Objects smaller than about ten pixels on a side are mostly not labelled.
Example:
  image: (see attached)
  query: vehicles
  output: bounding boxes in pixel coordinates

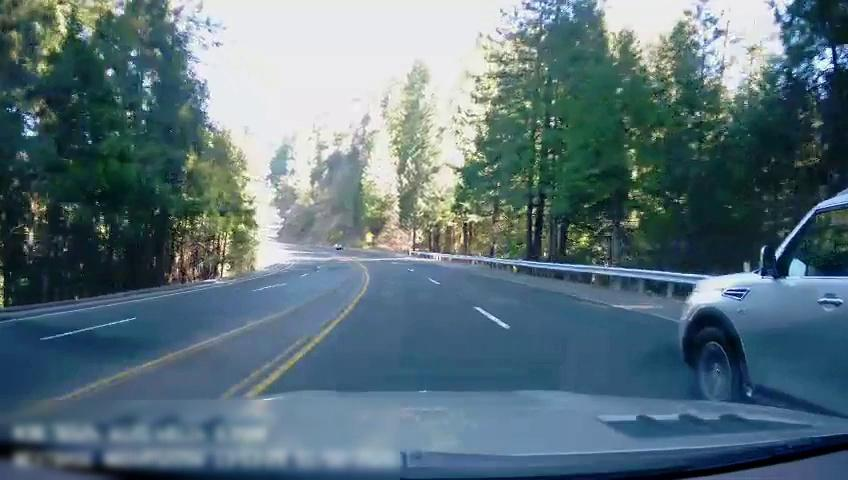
[330,240,344,251]
[679,189,848,421]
